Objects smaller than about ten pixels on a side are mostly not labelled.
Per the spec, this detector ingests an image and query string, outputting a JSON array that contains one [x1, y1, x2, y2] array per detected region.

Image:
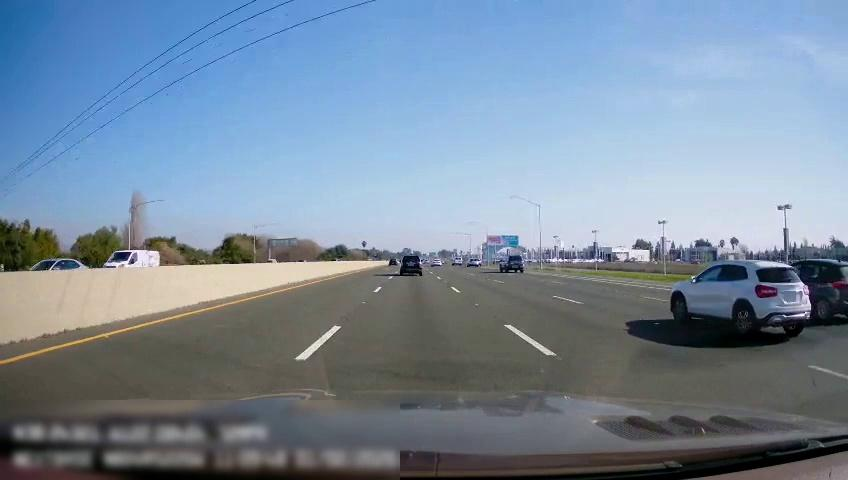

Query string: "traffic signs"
[[269, 237, 298, 249]]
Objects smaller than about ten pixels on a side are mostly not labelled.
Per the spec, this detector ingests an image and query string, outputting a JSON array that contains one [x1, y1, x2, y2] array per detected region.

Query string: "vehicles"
[[102, 249, 161, 269], [451, 256, 463, 267], [669, 259, 811, 339], [264, 258, 278, 264], [399, 255, 424, 277], [498, 254, 523, 274], [466, 257, 482, 268], [786, 258, 848, 322], [26, 257, 89, 272], [430, 259, 442, 268], [295, 259, 309, 263]]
